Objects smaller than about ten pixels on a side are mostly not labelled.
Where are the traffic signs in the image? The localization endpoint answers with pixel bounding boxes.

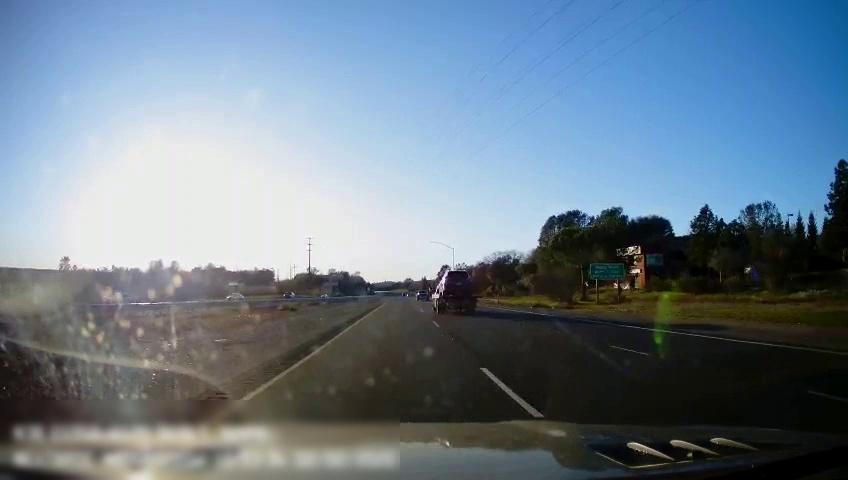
[590,264,625,281]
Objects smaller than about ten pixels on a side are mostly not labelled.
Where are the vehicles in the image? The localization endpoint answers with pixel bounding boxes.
[283,292,295,299]
[416,290,430,301]
[226,293,244,301]
[432,270,483,315]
